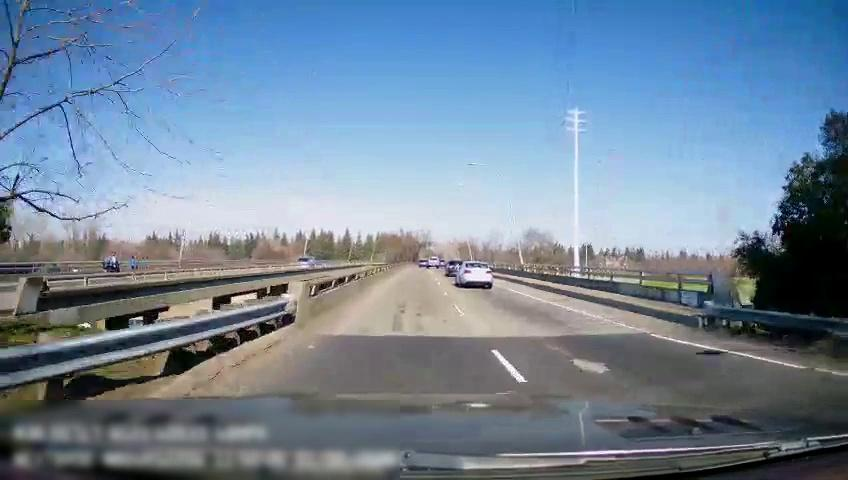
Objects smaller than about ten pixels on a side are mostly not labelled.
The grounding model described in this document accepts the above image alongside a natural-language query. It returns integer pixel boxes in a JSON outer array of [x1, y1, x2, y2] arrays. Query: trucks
[[426, 256, 440, 269]]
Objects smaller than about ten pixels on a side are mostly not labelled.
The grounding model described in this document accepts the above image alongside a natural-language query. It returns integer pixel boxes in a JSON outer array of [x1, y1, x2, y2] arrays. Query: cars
[[444, 261, 461, 277], [455, 261, 493, 289]]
